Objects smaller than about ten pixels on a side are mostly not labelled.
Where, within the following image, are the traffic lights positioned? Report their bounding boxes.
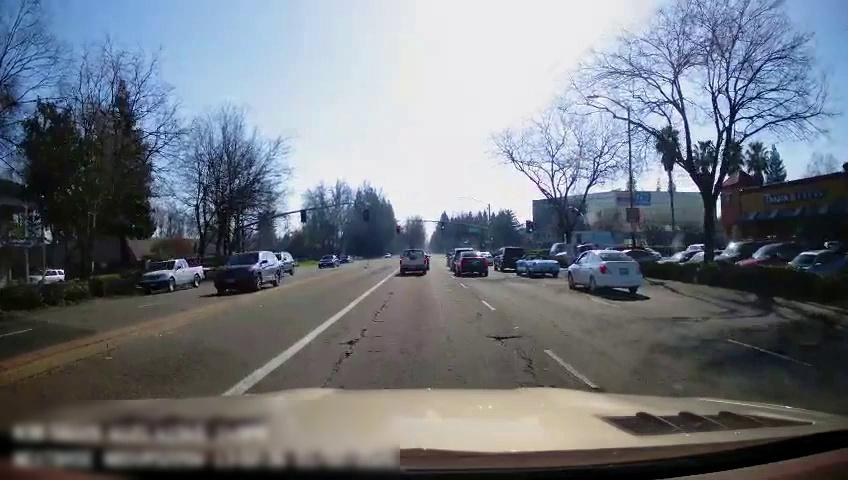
[301,209,307,223]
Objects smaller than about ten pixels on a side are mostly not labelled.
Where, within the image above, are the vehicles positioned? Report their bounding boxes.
[555,245,605,259]
[516,254,561,277]
[450,248,476,271]
[399,249,428,274]
[568,249,640,295]
[679,250,725,266]
[549,231,622,258]
[214,251,281,293]
[687,244,714,253]
[318,255,338,268]
[732,243,811,268]
[141,258,205,294]
[274,253,295,275]
[482,252,493,264]
[455,252,489,277]
[704,241,773,266]
[339,255,352,264]
[658,251,701,266]
[494,247,528,271]
[623,249,657,265]
[787,249,848,275]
